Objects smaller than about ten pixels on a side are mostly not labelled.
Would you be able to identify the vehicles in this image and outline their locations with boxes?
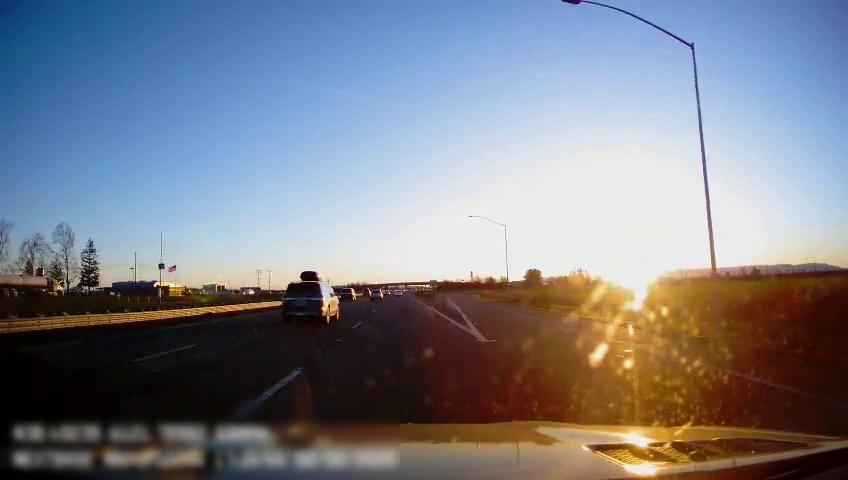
[281,269,340,327]
[361,287,372,299]
[370,289,383,301]
[340,288,356,301]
